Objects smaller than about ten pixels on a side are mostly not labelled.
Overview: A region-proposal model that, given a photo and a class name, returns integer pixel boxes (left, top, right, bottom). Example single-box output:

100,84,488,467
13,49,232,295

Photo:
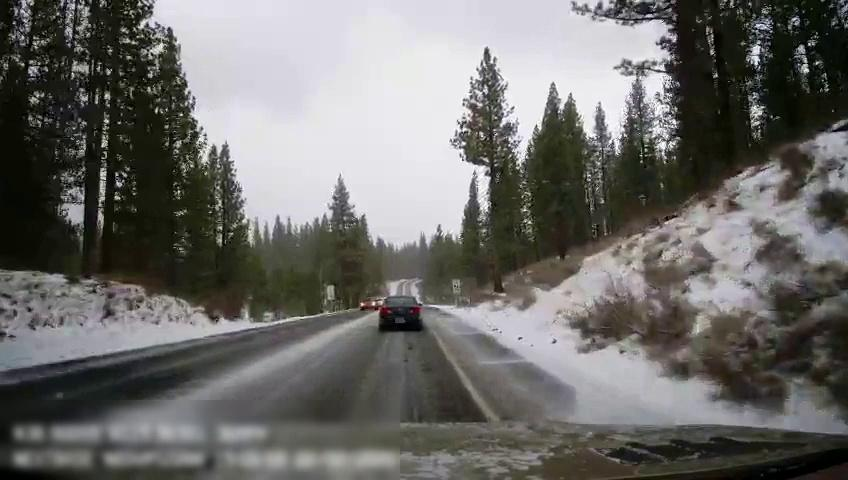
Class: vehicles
379,295,423,331
373,296,387,307
359,296,379,312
